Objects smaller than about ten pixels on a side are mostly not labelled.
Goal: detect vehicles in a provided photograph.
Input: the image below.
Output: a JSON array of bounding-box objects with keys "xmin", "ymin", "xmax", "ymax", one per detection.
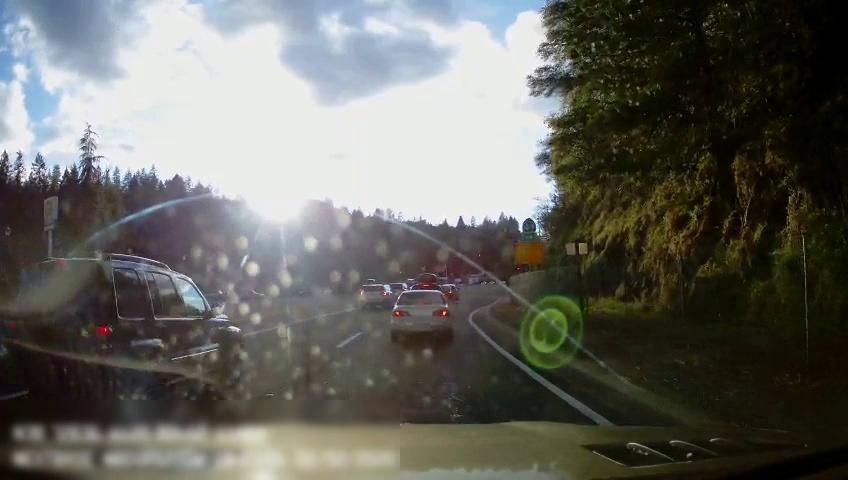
[
  {"xmin": 411, "ymin": 272, "xmax": 441, "ymax": 290},
  {"xmin": 358, "ymin": 284, "xmax": 394, "ymax": 308},
  {"xmin": 390, "ymin": 282, "xmax": 408, "ymax": 291},
  {"xmin": 390, "ymin": 290, "xmax": 454, "ymax": 343},
  {"xmin": 0, "ymin": 254, "xmax": 245, "ymax": 381},
  {"xmin": 443, "ymin": 283, "xmax": 459, "ymax": 300},
  {"xmin": 246, "ymin": 288, "xmax": 265, "ymax": 299}
]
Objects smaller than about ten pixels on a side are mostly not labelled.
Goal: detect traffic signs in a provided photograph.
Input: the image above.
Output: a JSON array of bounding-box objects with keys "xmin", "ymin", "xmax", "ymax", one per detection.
[
  {"xmin": 521, "ymin": 217, "xmax": 537, "ymax": 233},
  {"xmin": 522, "ymin": 233, "xmax": 536, "ymax": 242},
  {"xmin": 515, "ymin": 242, "xmax": 544, "ymax": 265}
]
